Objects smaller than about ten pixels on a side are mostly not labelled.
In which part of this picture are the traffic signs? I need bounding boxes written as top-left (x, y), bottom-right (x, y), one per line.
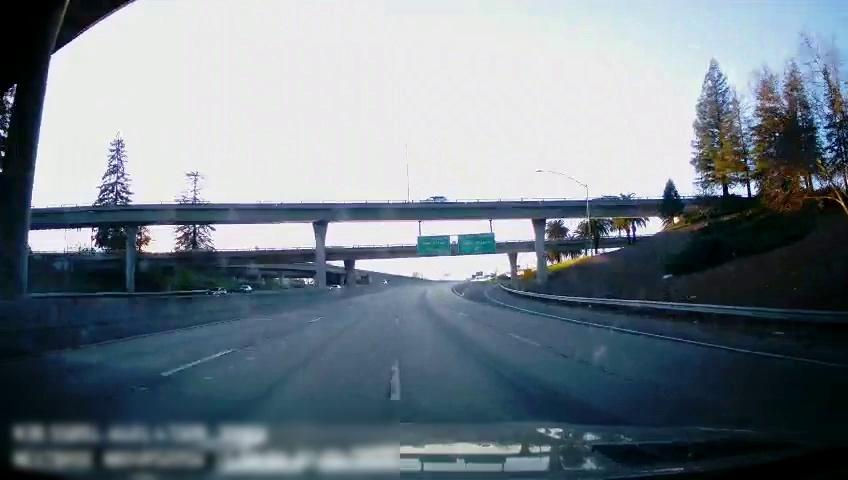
top-left (458, 232), bottom-right (496, 255)
top-left (417, 234), bottom-right (452, 255)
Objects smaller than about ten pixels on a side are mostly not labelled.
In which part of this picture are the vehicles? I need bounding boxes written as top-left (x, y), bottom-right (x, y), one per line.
top-left (239, 284), bottom-right (254, 294)
top-left (205, 286), bottom-right (227, 296)
top-left (419, 195), bottom-right (448, 204)
top-left (597, 194), bottom-right (622, 199)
